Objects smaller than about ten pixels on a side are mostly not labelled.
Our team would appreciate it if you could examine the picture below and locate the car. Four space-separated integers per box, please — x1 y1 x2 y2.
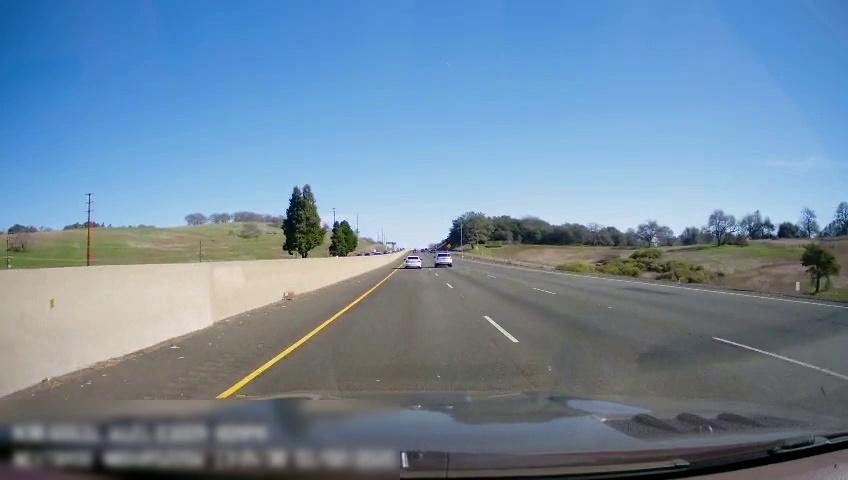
403 256 422 270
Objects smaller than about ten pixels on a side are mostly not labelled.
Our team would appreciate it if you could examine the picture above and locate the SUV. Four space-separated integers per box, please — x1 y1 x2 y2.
433 252 453 268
